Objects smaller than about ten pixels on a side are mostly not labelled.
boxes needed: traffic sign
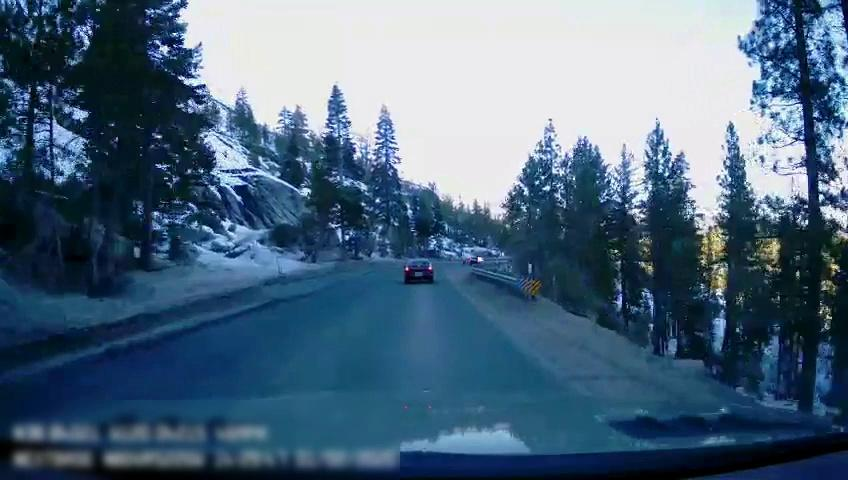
[532,280,541,298]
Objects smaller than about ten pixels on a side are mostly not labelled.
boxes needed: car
[402,259,434,284]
